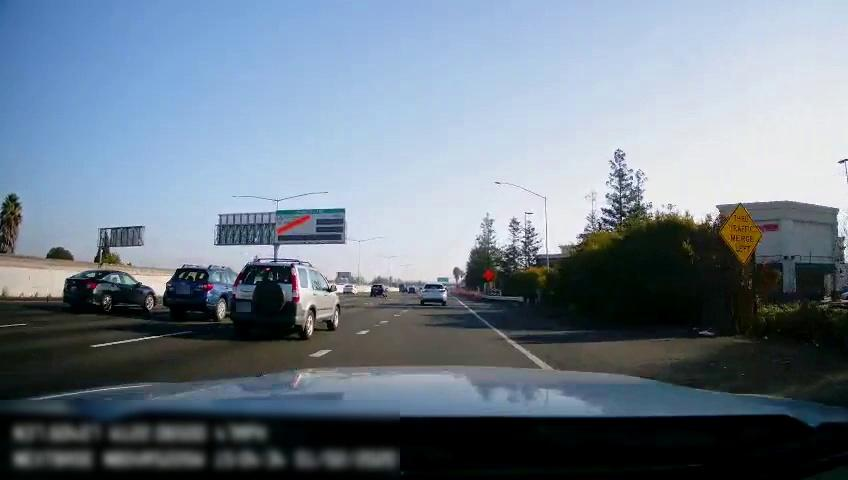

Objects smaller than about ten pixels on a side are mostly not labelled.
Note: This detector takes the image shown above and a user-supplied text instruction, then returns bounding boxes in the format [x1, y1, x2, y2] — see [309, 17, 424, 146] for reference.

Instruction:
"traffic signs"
[437, 277, 449, 282]
[483, 269, 495, 282]
[718, 202, 764, 266]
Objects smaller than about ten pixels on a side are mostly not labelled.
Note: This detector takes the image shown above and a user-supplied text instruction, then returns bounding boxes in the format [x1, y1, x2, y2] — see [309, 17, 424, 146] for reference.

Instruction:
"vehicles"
[398, 283, 408, 291]
[369, 284, 389, 298]
[162, 267, 239, 323]
[229, 260, 342, 342]
[419, 281, 447, 306]
[62, 270, 158, 316]
[343, 284, 359, 295]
